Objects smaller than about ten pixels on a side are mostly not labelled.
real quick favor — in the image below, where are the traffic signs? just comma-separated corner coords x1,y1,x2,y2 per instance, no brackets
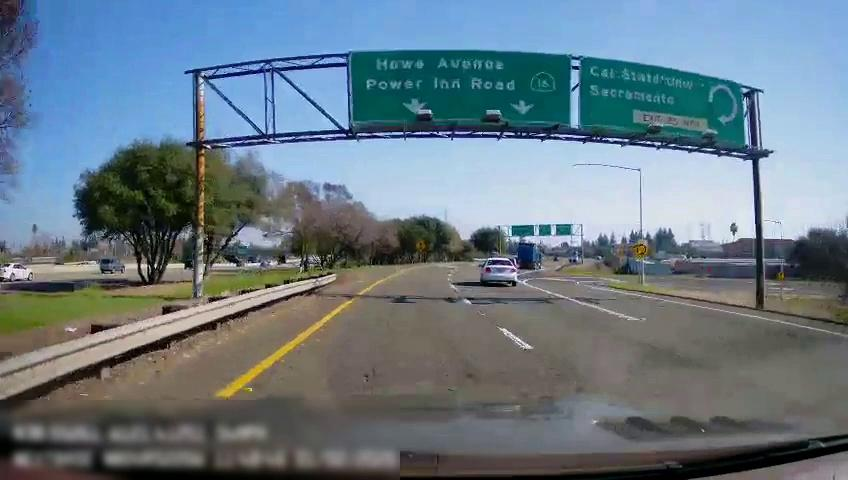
556,223,573,236
578,55,747,152
635,240,648,256
350,51,572,129
416,240,427,253
539,224,551,236
512,223,536,236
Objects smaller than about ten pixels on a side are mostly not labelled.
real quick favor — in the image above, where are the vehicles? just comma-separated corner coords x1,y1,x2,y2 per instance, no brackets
478,256,519,287
0,263,36,283
98,258,127,275
568,250,580,264
516,242,544,270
